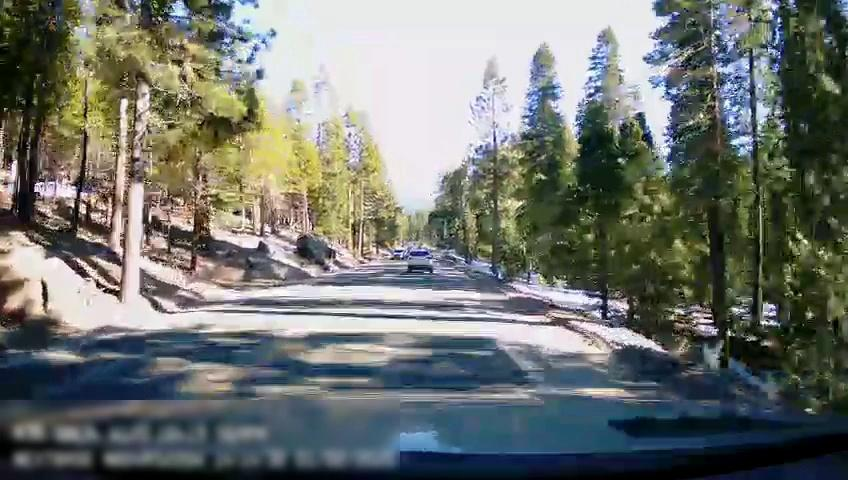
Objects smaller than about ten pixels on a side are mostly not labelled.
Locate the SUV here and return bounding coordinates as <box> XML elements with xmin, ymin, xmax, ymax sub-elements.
<box><xmin>408</xmin><ymin>250</ymin><xmax>434</xmax><ymax>274</ymax></box>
